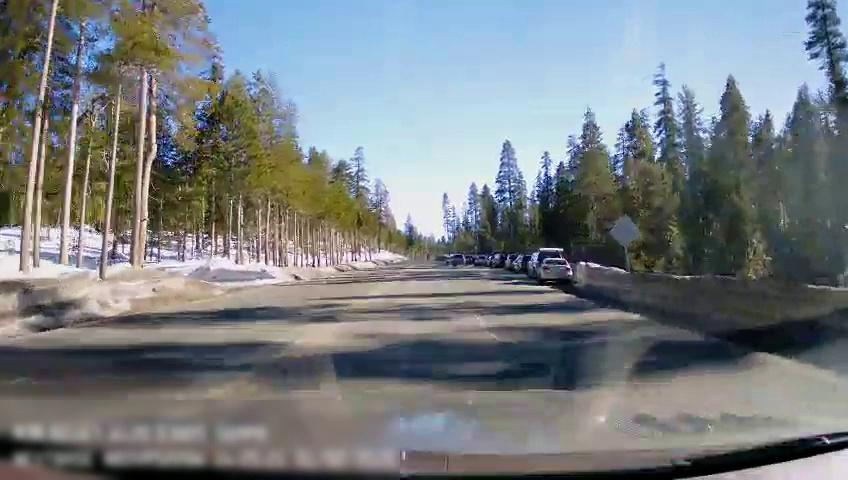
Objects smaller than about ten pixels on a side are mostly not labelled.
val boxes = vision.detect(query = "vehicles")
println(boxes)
[502,255,520,272]
[535,257,573,286]
[526,247,564,280]
[512,254,531,274]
